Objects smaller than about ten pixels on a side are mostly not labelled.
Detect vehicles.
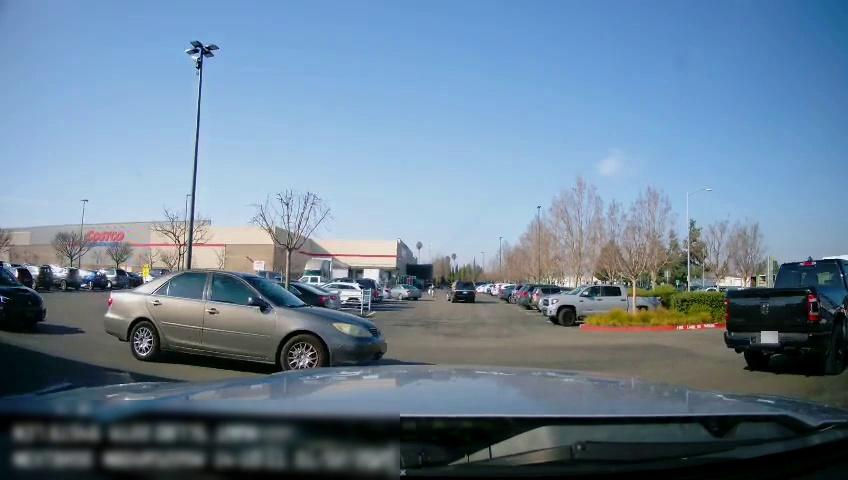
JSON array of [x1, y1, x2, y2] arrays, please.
[[0, 266, 46, 331], [331, 278, 381, 314], [445, 281, 476, 304], [475, 283, 491, 295], [50, 264, 80, 293], [103, 269, 386, 371], [529, 286, 577, 312], [486, 283, 508, 298], [295, 275, 328, 288], [389, 283, 425, 303], [544, 283, 661, 328], [0, 262, 34, 288], [510, 283, 523, 305], [124, 271, 144, 290], [279, 285, 335, 310], [94, 265, 126, 290], [320, 282, 365, 318], [500, 282, 521, 304], [79, 268, 108, 294], [517, 283, 557, 310], [723, 258, 848, 374], [303, 258, 351, 284], [333, 291, 341, 312], [25, 264, 54, 294]]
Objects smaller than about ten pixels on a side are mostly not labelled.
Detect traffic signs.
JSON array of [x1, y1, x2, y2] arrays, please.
[[141, 264, 150, 278]]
